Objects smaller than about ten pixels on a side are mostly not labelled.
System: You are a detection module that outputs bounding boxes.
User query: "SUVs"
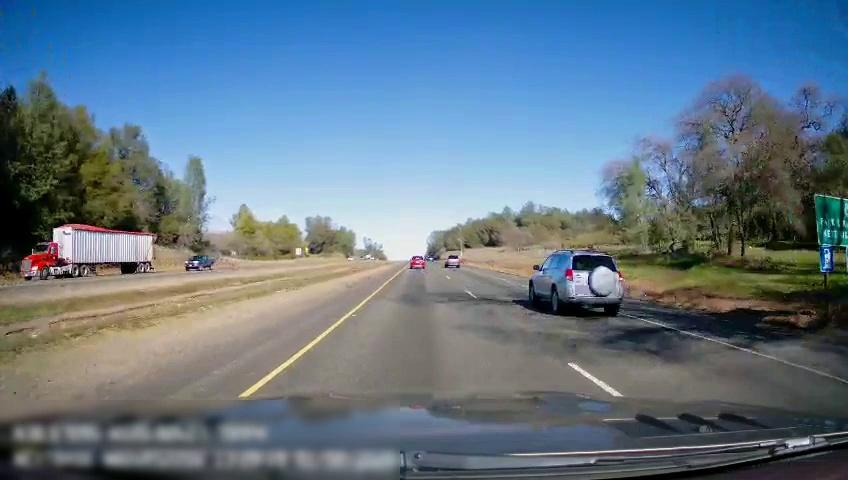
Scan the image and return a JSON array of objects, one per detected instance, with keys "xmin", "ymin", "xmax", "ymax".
[
  {"xmin": 444, "ymin": 254, "xmax": 461, "ymax": 269},
  {"xmin": 527, "ymin": 251, "xmax": 624, "ymax": 317},
  {"xmin": 409, "ymin": 254, "xmax": 426, "ymax": 269}
]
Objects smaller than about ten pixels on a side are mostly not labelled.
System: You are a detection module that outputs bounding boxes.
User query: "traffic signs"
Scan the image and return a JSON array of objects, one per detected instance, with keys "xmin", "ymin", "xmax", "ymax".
[
  {"xmin": 819, "ymin": 246, "xmax": 835, "ymax": 274},
  {"xmin": 814, "ymin": 195, "xmax": 848, "ymax": 246}
]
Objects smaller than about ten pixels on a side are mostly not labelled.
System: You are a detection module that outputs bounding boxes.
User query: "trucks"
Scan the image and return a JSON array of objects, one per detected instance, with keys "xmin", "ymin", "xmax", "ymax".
[
  {"xmin": 184, "ymin": 255, "xmax": 217, "ymax": 273},
  {"xmin": 18, "ymin": 222, "xmax": 153, "ymax": 282}
]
